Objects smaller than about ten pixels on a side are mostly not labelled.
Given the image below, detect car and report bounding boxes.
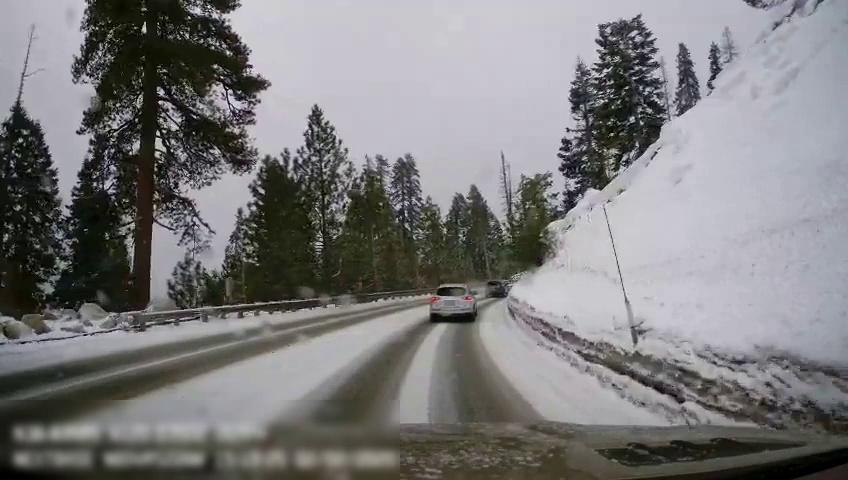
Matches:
[485,280,509,299]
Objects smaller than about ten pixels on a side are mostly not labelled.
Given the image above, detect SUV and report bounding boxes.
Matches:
[430,283,478,322]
